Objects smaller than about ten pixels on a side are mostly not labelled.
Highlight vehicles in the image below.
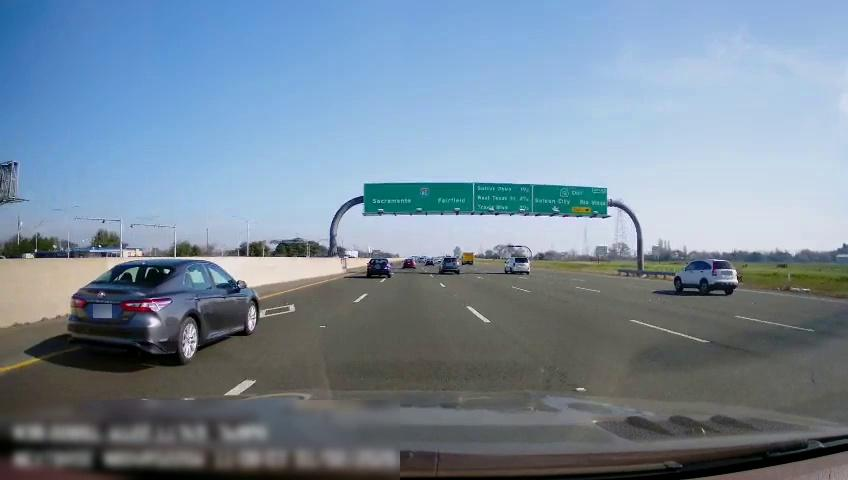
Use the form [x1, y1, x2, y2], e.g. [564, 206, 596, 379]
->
[499, 252, 512, 260]
[366, 258, 392, 279]
[672, 259, 740, 296]
[66, 257, 262, 365]
[504, 256, 530, 276]
[438, 256, 460, 275]
[401, 258, 416, 270]
[461, 252, 474, 266]
[343, 250, 359, 258]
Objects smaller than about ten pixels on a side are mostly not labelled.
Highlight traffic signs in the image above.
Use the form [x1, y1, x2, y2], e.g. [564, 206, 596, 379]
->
[0, 159, 18, 202]
[362, 182, 609, 218]
[595, 245, 608, 257]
